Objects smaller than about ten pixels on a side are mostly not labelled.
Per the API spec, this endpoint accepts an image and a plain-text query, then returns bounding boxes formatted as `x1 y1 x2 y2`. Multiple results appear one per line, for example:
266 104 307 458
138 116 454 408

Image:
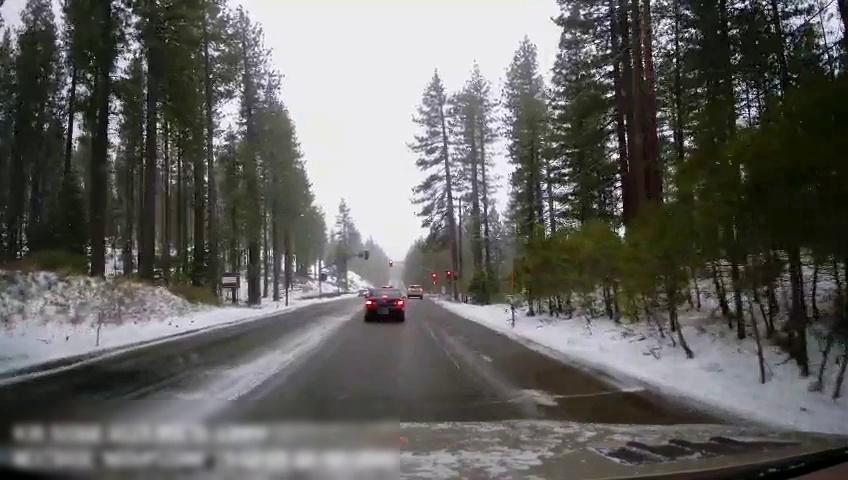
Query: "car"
364 284 407 323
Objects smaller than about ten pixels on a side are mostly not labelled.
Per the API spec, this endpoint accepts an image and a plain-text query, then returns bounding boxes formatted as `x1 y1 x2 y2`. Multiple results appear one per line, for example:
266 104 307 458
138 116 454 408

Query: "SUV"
405 283 424 300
